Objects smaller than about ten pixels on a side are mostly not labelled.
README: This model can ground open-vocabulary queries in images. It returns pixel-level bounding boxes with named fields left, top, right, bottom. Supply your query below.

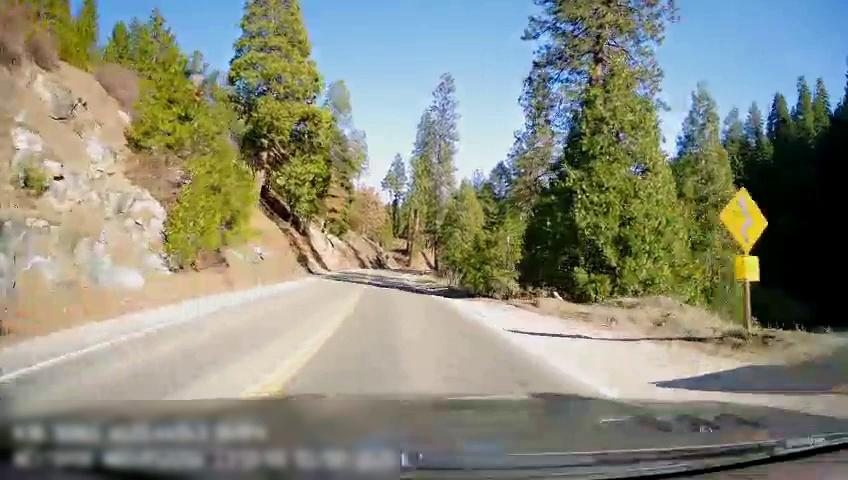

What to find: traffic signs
left=734, top=255, right=760, bottom=280
left=720, top=187, right=769, bottom=252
